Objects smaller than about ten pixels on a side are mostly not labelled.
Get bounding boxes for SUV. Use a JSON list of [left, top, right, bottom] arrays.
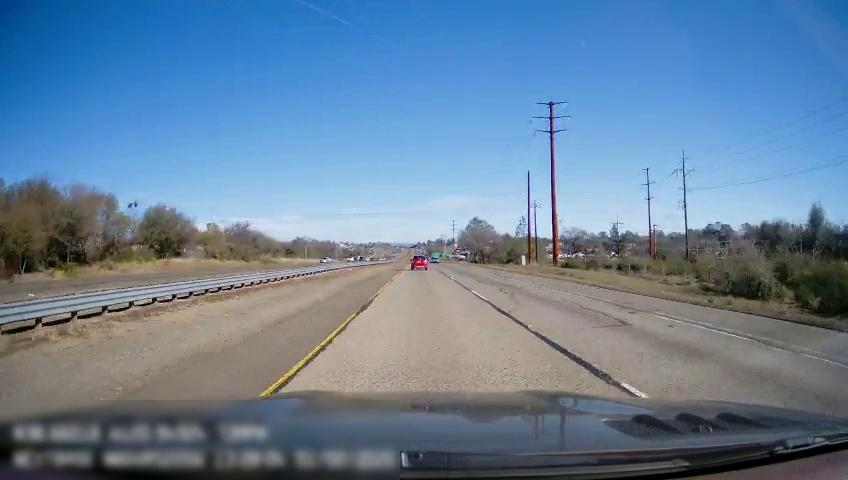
[[410, 254, 429, 271]]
